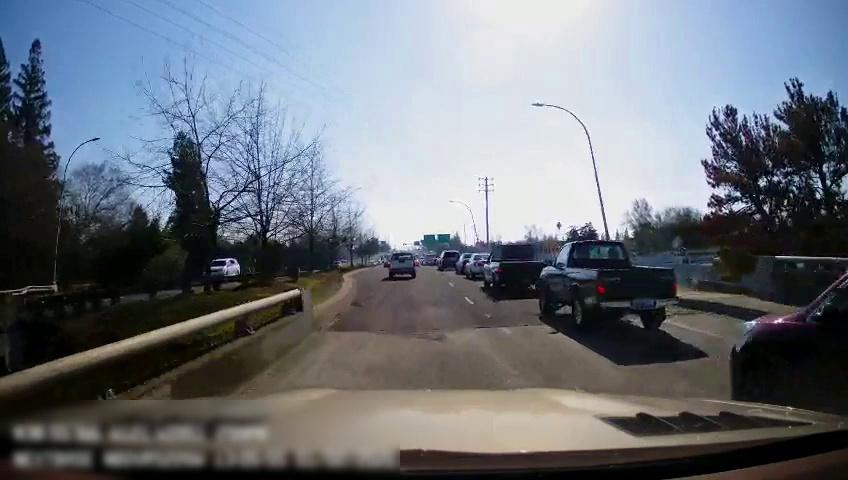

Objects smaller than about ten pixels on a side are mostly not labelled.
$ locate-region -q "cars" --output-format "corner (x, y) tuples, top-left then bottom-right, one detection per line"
(455, 253), (473, 275)
(465, 253), (489, 280)
(731, 269), (848, 414)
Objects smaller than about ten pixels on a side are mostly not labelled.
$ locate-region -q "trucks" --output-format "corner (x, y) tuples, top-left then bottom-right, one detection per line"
(388, 252), (416, 278)
(482, 244), (548, 292)
(537, 241), (682, 332)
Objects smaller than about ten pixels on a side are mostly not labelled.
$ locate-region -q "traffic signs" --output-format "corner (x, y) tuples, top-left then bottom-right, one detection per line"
(423, 234), (435, 247)
(438, 233), (451, 247)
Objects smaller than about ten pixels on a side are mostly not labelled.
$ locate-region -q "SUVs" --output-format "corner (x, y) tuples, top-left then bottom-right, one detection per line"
(437, 250), (460, 272)
(203, 258), (241, 279)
